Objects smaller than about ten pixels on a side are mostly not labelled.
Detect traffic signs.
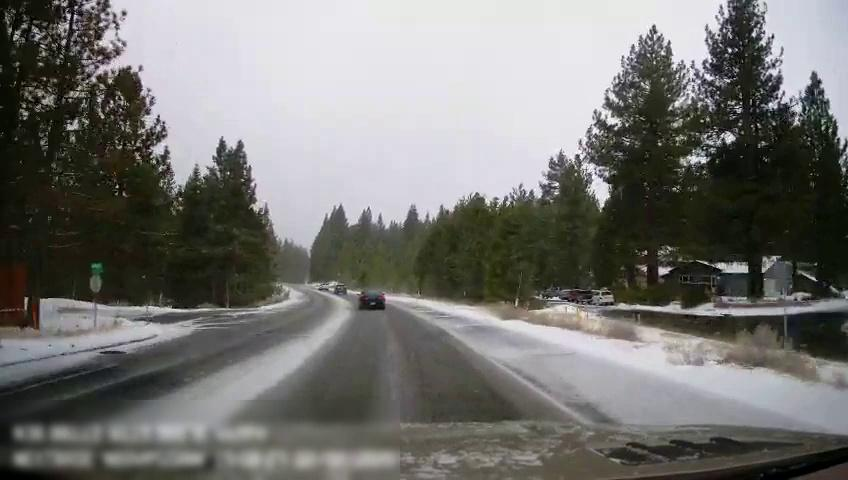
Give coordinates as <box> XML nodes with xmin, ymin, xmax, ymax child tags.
<box><xmin>91</xmin><ymin>262</ymin><xmax>103</xmax><ymax>273</ymax></box>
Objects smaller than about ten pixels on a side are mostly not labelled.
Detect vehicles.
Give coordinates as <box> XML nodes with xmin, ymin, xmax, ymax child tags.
<box><xmin>591</xmin><ymin>289</ymin><xmax>614</xmax><ymax>306</ymax></box>
<box><xmin>558</xmin><ymin>288</ymin><xmax>571</xmax><ymax>301</ymax></box>
<box><xmin>575</xmin><ymin>290</ymin><xmax>594</xmax><ymax>305</ymax></box>
<box><xmin>317</xmin><ymin>282</ymin><xmax>330</xmax><ymax>292</ymax></box>
<box><xmin>333</xmin><ymin>283</ymin><xmax>348</xmax><ymax>295</ymax></box>
<box><xmin>357</xmin><ymin>289</ymin><xmax>386</xmax><ymax>311</ymax></box>
<box><xmin>567</xmin><ymin>289</ymin><xmax>579</xmax><ymax>302</ymax></box>
<box><xmin>541</xmin><ymin>287</ymin><xmax>559</xmax><ymax>300</ymax></box>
